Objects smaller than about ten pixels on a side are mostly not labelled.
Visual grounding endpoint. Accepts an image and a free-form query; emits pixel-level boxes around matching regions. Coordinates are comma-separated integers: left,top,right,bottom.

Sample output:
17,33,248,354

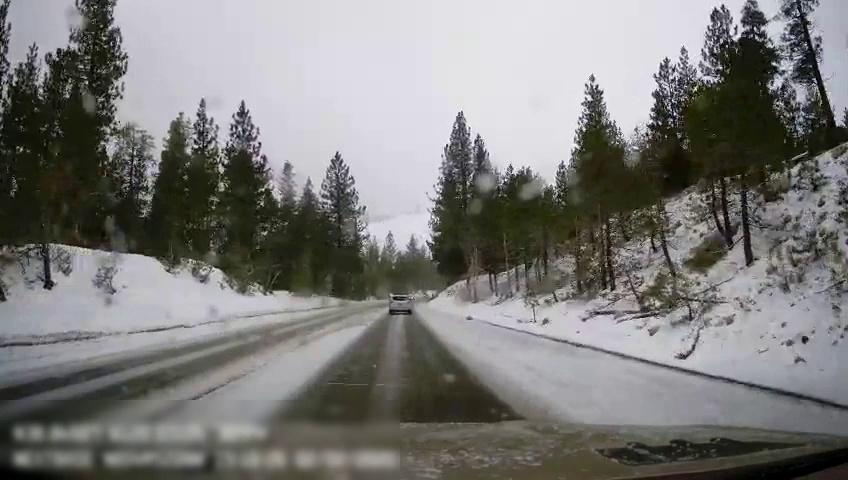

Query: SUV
388,294,415,315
